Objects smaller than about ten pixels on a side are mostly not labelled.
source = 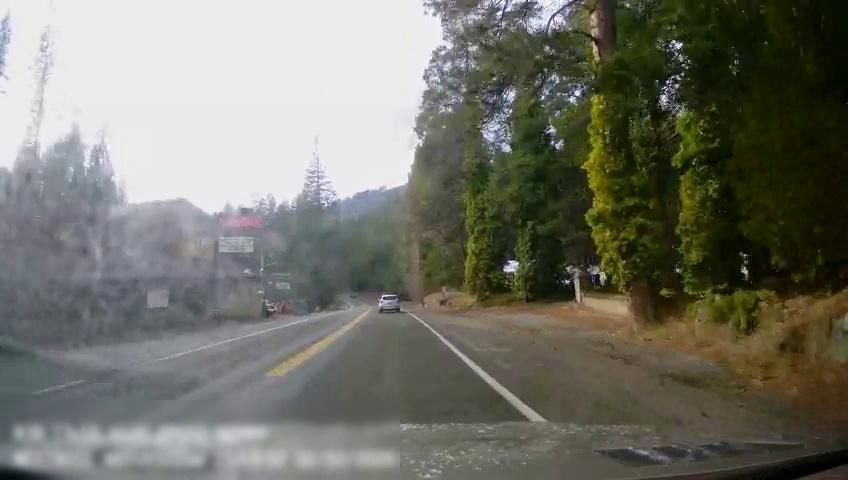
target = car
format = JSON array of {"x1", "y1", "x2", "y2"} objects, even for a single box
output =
[{"x1": 378, "y1": 293, "x2": 401, "y2": 313}]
